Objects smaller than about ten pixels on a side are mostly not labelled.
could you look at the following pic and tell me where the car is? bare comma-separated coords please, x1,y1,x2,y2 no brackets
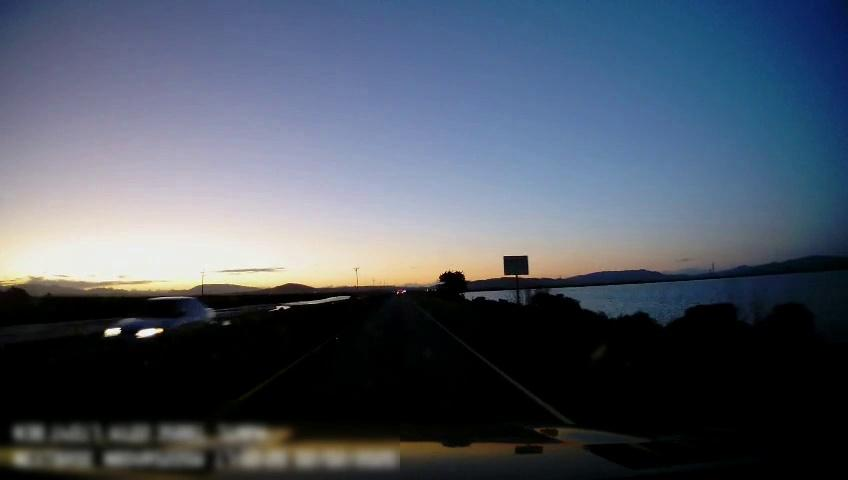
102,296,222,362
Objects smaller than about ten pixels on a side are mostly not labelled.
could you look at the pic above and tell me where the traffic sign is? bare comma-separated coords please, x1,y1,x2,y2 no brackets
503,254,529,276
